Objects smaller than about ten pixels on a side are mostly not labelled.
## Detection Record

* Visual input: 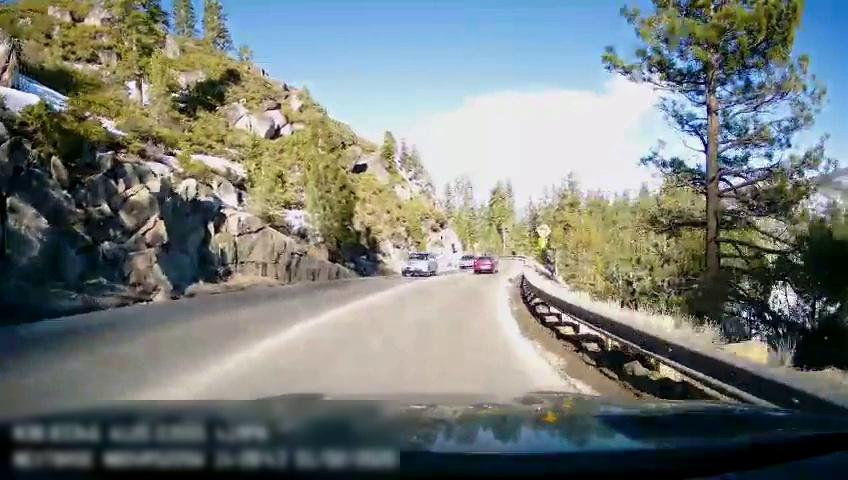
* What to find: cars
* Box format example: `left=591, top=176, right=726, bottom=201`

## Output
left=473, top=255, right=498, bottom=275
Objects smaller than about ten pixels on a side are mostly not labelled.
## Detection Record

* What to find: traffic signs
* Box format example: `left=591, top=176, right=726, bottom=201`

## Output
left=537, top=238, right=547, bottom=250
left=534, top=222, right=553, bottom=238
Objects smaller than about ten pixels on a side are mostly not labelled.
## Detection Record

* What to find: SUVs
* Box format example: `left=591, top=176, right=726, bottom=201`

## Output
left=401, top=253, right=440, bottom=277
left=458, top=255, right=477, bottom=270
